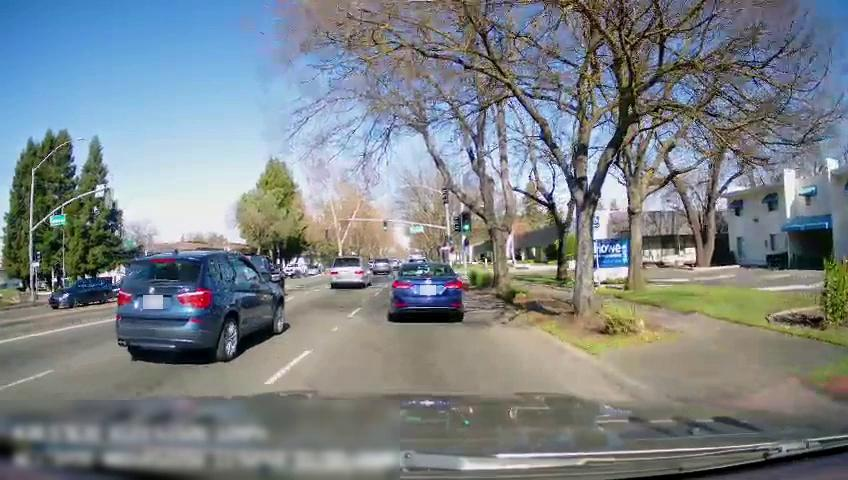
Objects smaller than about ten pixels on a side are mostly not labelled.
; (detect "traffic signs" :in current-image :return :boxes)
[50,215,66,225]
[409,224,424,233]
[103,183,113,204]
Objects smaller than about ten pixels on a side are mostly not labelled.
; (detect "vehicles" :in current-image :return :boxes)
[48,276,117,310]
[391,257,401,269]
[409,255,426,260]
[372,257,394,276]
[391,263,465,322]
[113,248,289,363]
[244,255,286,276]
[298,263,321,275]
[284,266,308,278]
[328,255,375,290]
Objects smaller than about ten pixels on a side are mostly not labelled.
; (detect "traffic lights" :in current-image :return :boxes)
[464,238,470,249]
[439,187,448,208]
[461,211,472,232]
[383,220,389,233]
[453,216,461,233]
